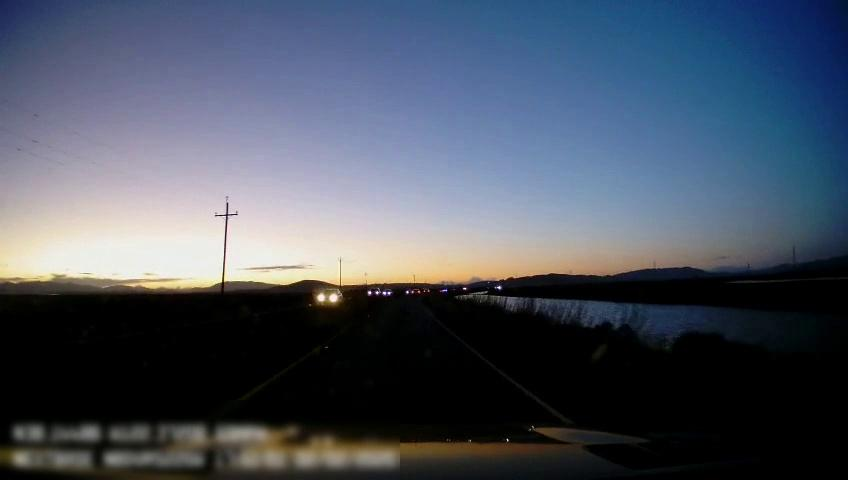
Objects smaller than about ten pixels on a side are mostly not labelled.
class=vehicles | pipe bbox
[382,289,394,297]
[411,288,421,296]
[316,288,342,307]
[367,287,381,297]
